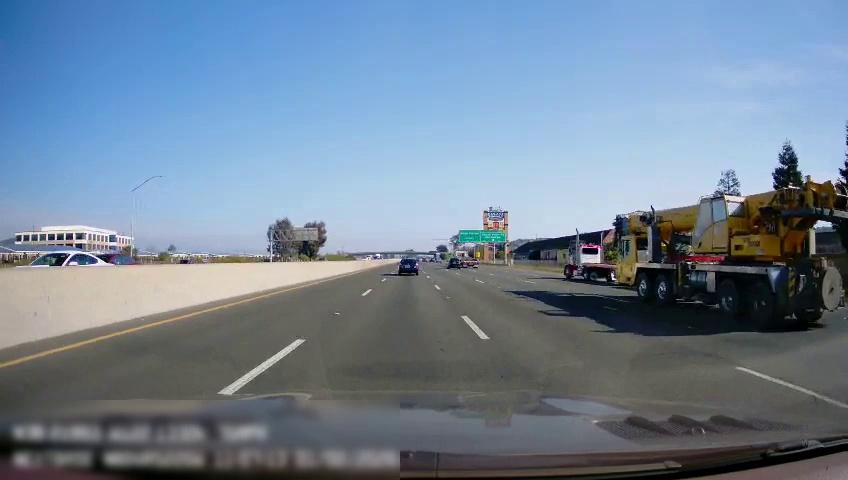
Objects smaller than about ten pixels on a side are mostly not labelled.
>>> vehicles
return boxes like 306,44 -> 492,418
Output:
613,175 -> 848,329
95,253 -> 136,267
15,250 -> 114,270
563,228 -> 619,285
447,258 -> 461,269
454,251 -> 480,268
397,258 -> 417,274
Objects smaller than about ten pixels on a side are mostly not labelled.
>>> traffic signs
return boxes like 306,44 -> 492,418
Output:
292,228 -> 319,240
458,229 -> 507,243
